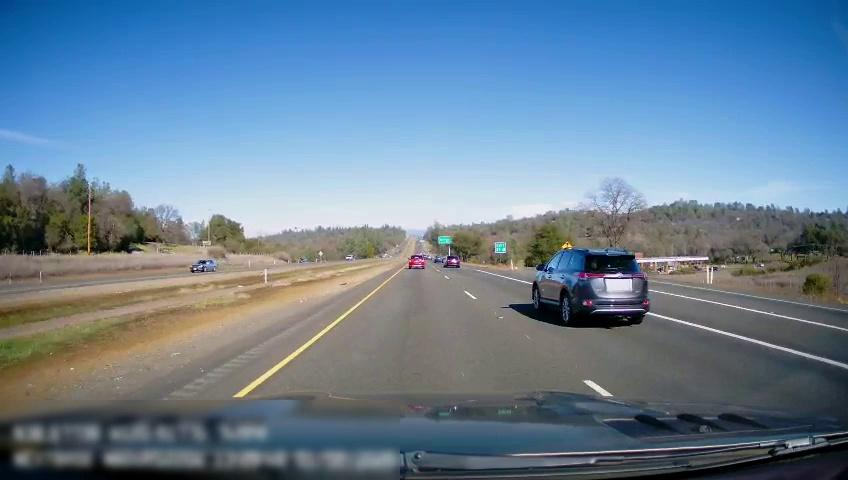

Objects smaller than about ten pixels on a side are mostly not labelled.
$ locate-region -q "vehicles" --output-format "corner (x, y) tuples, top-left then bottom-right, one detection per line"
(531, 248), (651, 327)
(443, 255), (461, 269)
(434, 255), (444, 264)
(190, 259), (217, 273)
(407, 254), (426, 270)
(344, 255), (354, 261)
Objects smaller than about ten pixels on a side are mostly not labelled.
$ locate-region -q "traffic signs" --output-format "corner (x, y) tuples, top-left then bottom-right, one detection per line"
(562, 242), (573, 252)
(494, 242), (508, 255)
(439, 235), (452, 245)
